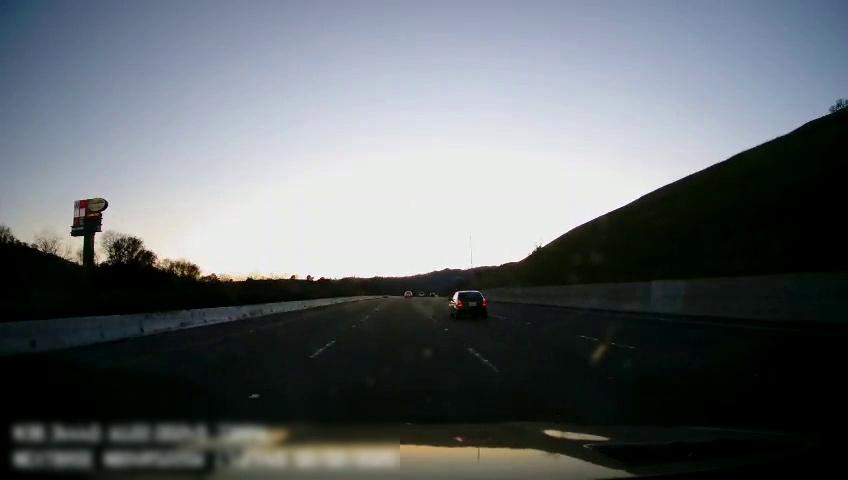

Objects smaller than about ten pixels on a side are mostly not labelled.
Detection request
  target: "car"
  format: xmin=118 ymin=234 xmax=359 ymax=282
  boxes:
xmin=448 ymin=291 xmax=488 ymax=319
